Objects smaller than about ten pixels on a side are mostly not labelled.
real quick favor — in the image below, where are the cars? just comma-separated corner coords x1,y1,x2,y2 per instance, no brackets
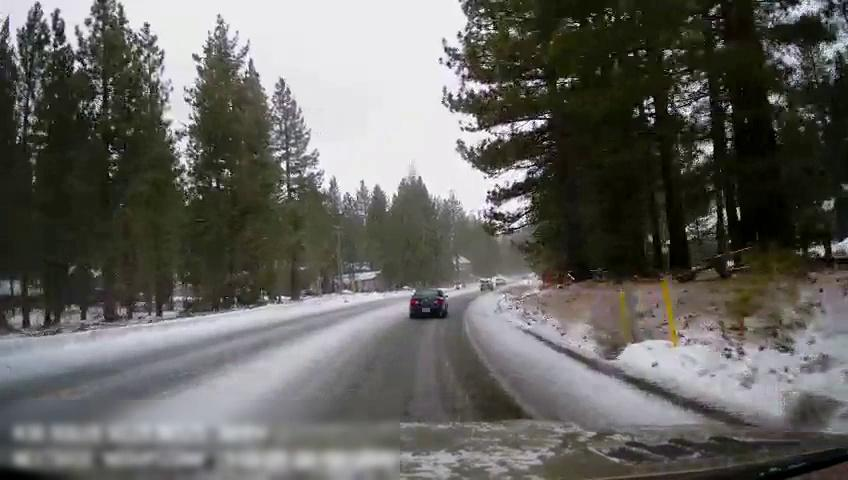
409,287,449,319
479,279,494,292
